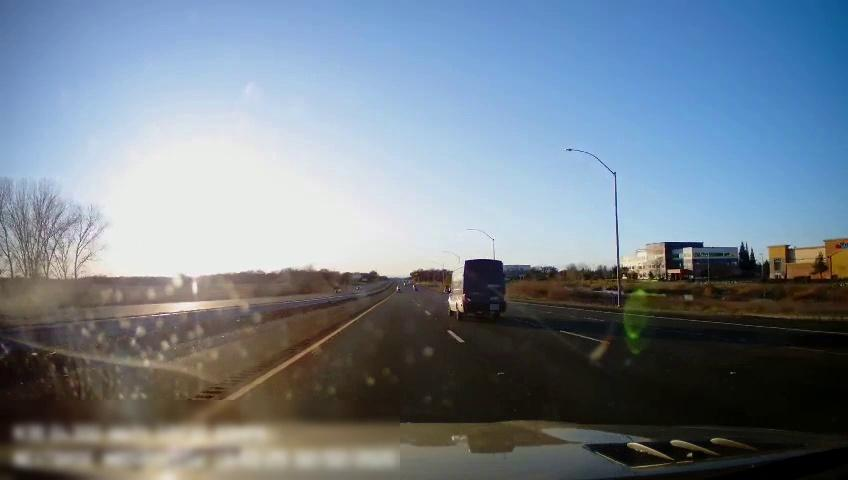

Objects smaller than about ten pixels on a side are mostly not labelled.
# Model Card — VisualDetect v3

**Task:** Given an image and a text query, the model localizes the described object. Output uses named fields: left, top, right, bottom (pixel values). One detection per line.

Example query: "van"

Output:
left=444, top=259, right=508, bottom=321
